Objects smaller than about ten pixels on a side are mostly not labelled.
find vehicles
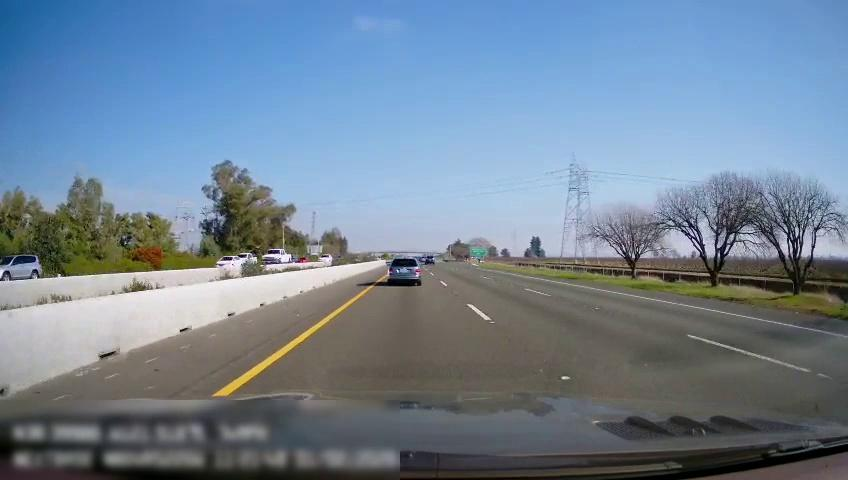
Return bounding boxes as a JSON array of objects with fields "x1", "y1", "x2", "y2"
[
  {"x1": 317, "y1": 253, "x2": 334, "y2": 263},
  {"x1": 261, "y1": 248, "x2": 292, "y2": 266},
  {"x1": 0, "y1": 254, "x2": 43, "y2": 283},
  {"x1": 387, "y1": 258, "x2": 422, "y2": 287},
  {"x1": 237, "y1": 252, "x2": 258, "y2": 265},
  {"x1": 215, "y1": 255, "x2": 243, "y2": 268},
  {"x1": 294, "y1": 255, "x2": 310, "y2": 264},
  {"x1": 424, "y1": 255, "x2": 436, "y2": 265}
]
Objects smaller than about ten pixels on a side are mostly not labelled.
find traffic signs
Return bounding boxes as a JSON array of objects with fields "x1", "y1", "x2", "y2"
[{"x1": 470, "y1": 246, "x2": 488, "y2": 257}]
